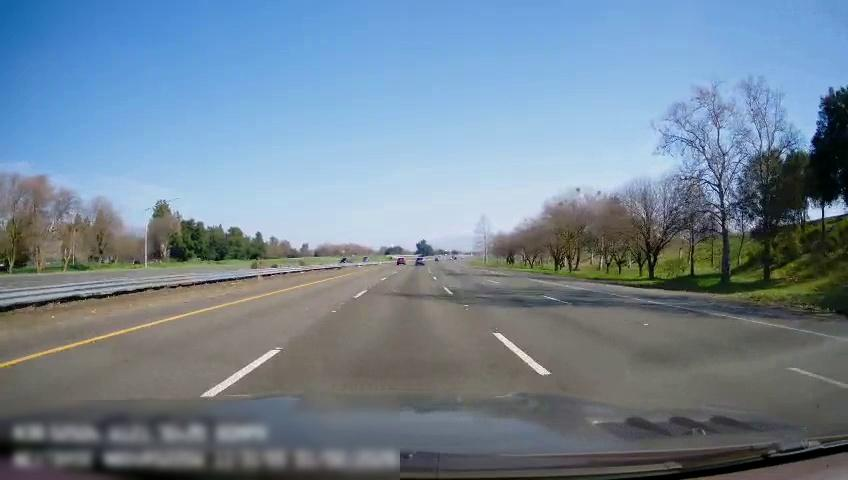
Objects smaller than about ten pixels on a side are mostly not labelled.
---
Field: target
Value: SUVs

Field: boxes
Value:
[396,257,407,267]
[415,257,424,265]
